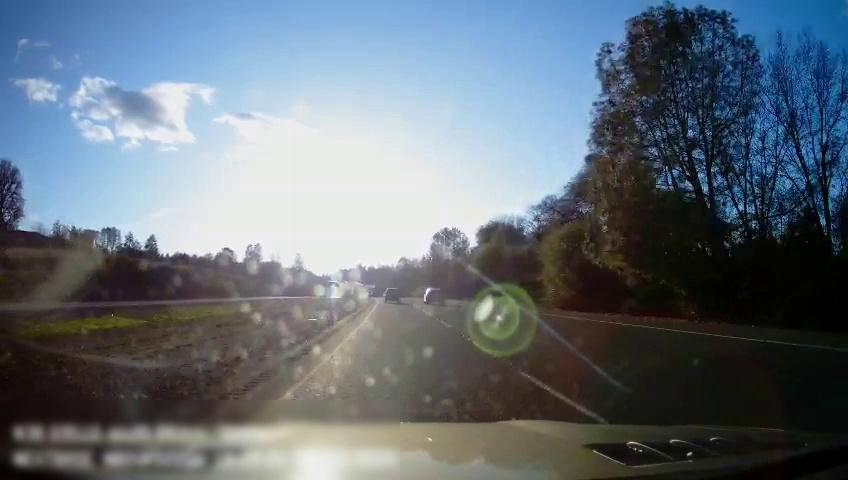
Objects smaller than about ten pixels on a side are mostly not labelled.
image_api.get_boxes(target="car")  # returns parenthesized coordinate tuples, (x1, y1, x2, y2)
(386, 289, 401, 303)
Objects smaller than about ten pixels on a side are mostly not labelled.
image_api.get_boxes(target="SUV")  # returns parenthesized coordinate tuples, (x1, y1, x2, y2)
(424, 289, 442, 304)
